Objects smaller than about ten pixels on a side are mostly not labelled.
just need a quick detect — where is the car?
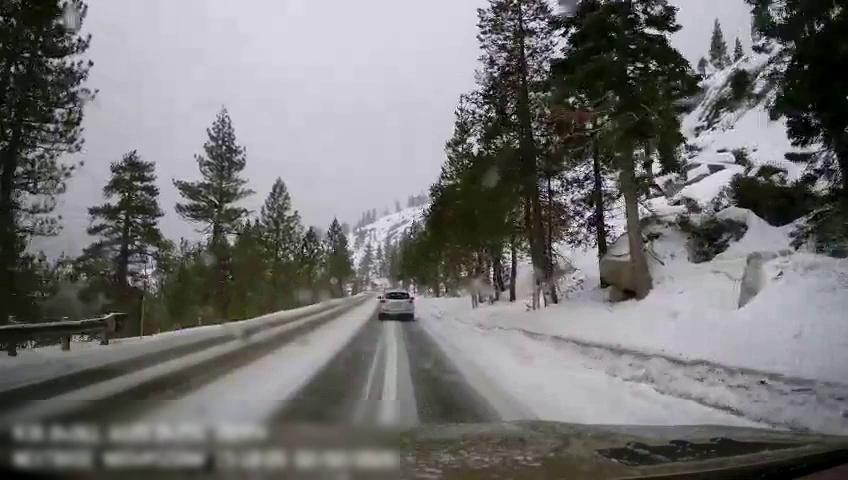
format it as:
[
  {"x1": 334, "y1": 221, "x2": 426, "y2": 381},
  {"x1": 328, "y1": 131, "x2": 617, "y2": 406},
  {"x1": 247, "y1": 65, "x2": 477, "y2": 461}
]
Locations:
[{"x1": 376, "y1": 291, "x2": 415, "y2": 321}]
